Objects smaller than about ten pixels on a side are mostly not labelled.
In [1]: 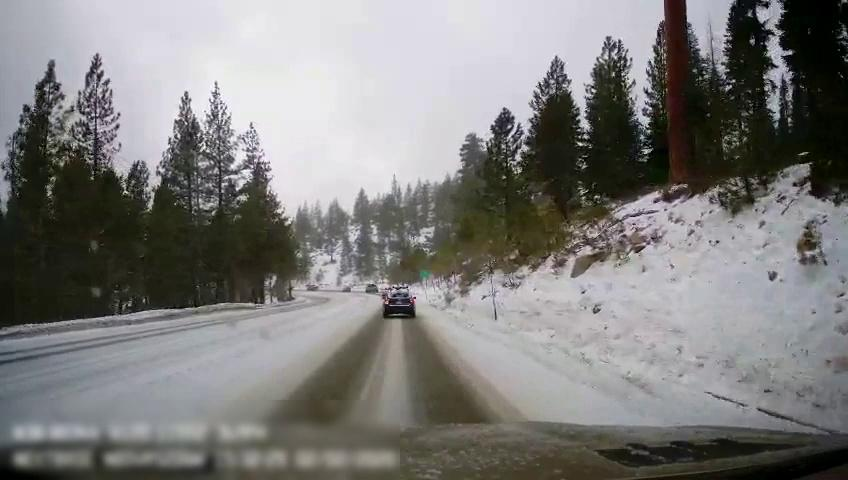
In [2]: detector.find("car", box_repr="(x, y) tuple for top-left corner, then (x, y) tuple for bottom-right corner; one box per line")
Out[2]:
(383, 287), (417, 319)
